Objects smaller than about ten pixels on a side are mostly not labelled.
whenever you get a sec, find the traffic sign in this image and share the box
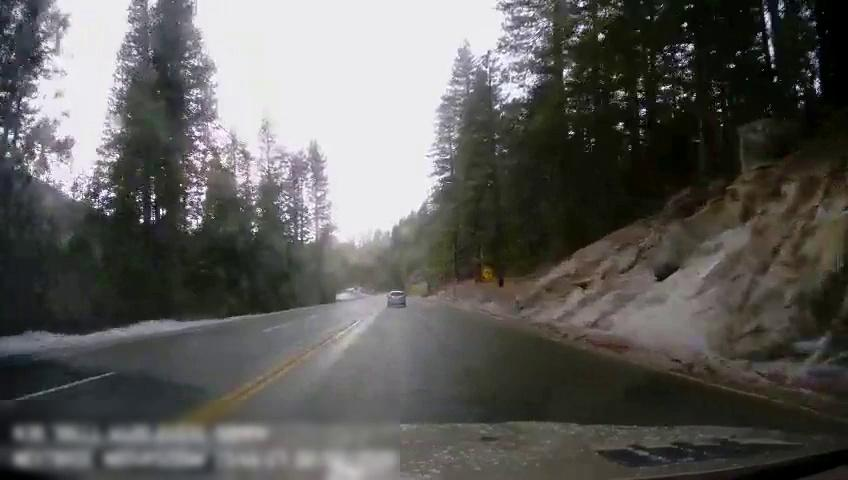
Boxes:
[481,268,495,281]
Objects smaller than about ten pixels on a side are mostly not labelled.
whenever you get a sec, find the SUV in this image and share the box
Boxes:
[387,290,407,308]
